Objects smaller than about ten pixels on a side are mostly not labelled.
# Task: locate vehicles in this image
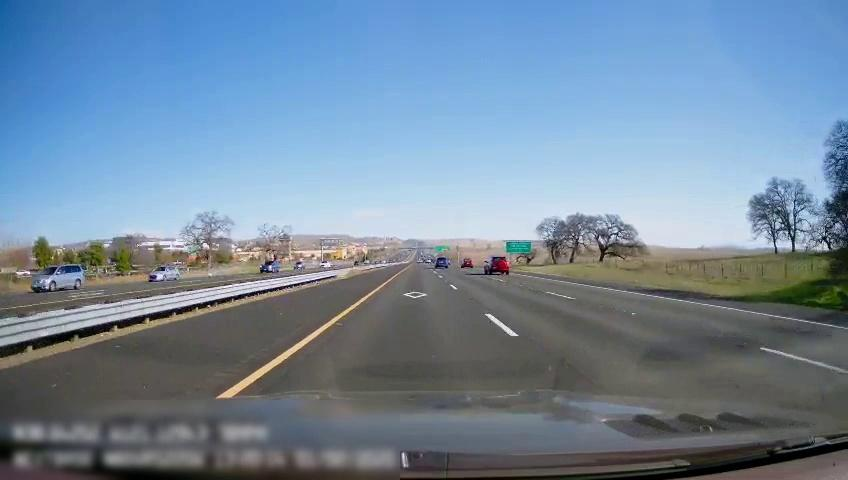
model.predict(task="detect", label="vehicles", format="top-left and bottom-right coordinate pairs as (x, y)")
top-left (148, 267), bottom-right (180, 282)
top-left (461, 257), bottom-right (473, 268)
top-left (30, 265), bottom-right (84, 294)
top-left (293, 261), bottom-right (306, 270)
top-left (484, 255), bottom-right (510, 276)
top-left (434, 257), bottom-right (448, 268)
top-left (259, 261), bottom-right (281, 274)
top-left (319, 260), bottom-right (332, 268)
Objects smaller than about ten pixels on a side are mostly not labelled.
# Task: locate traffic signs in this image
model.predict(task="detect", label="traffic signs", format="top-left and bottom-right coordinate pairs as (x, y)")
top-left (505, 239), bottom-right (533, 255)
